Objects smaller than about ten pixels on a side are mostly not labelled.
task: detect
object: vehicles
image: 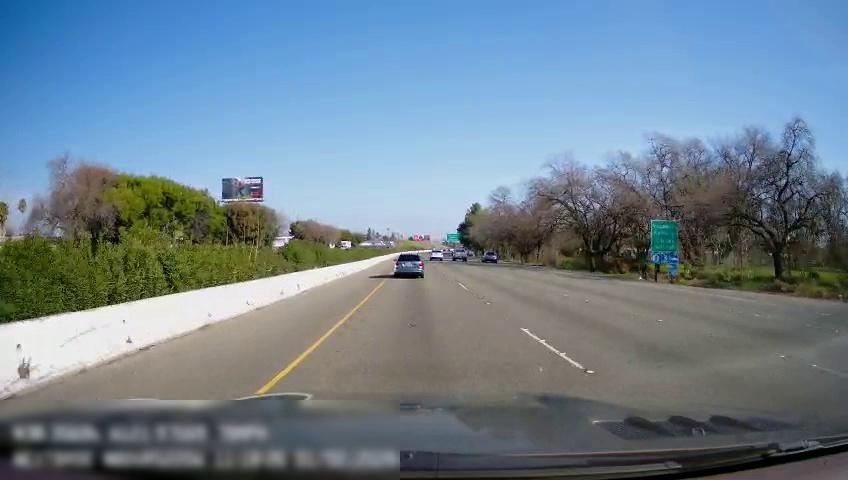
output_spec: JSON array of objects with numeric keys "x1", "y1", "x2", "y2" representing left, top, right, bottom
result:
[
  {"x1": 480, "y1": 250, "x2": 498, "y2": 263},
  {"x1": 393, "y1": 253, "x2": 425, "y2": 278},
  {"x1": 452, "y1": 248, "x2": 467, "y2": 261},
  {"x1": 340, "y1": 240, "x2": 351, "y2": 250},
  {"x1": 429, "y1": 249, "x2": 443, "y2": 261}
]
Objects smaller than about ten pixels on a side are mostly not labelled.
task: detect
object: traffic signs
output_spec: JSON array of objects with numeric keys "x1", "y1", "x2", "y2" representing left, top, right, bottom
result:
[
  {"x1": 447, "y1": 233, "x2": 459, "y2": 241},
  {"x1": 651, "y1": 220, "x2": 679, "y2": 253}
]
